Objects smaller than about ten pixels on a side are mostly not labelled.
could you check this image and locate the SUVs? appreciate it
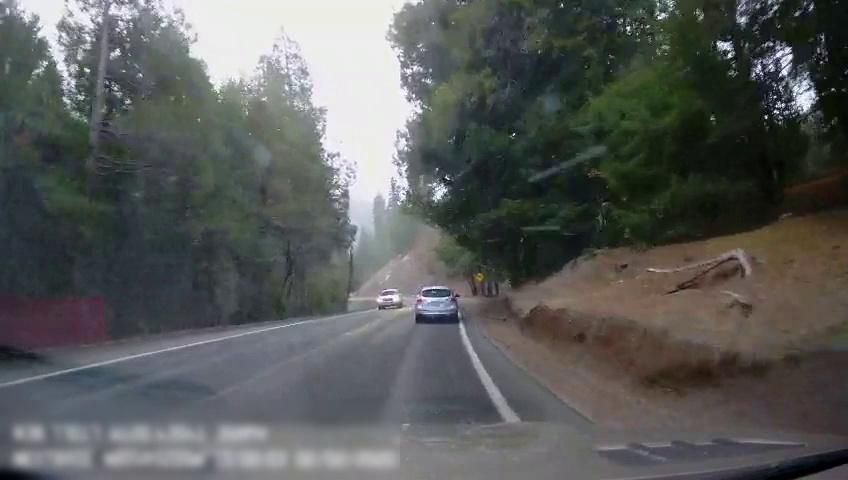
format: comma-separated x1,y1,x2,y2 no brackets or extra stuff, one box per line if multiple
377,289,403,310
415,286,460,323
